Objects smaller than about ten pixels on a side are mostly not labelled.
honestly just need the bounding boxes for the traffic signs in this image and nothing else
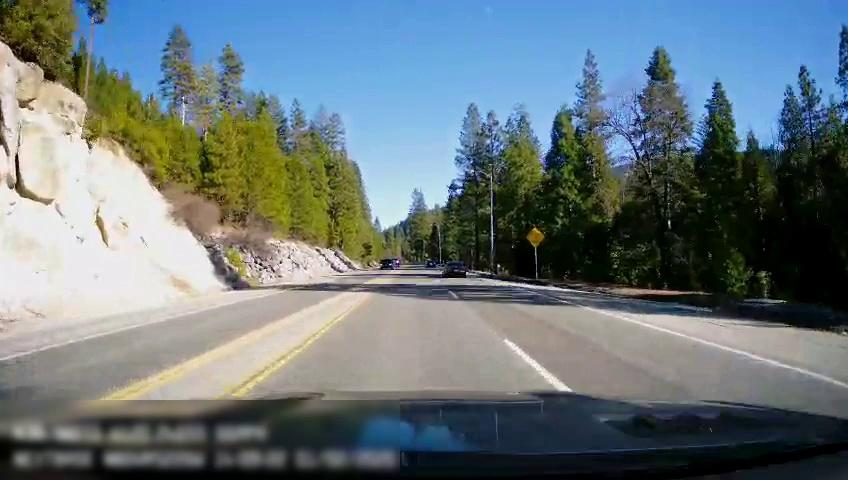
[526,224,545,248]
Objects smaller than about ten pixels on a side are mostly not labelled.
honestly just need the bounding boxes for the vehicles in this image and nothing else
[447,264,466,278]
[382,258,394,270]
